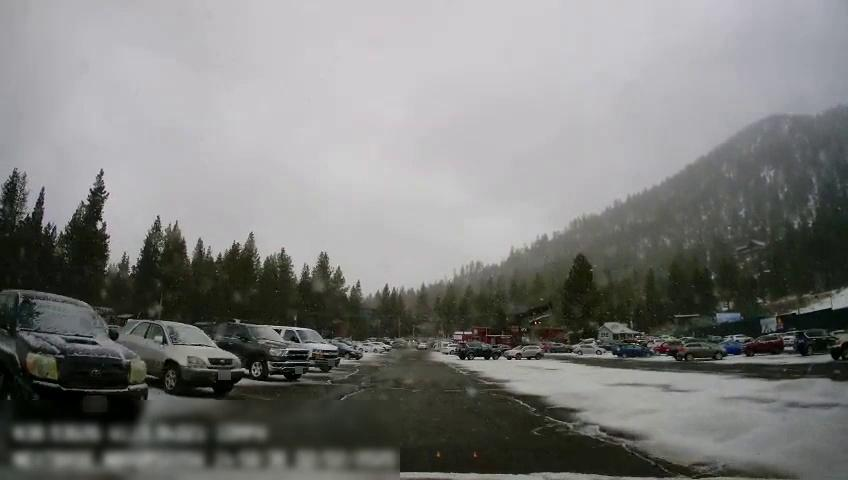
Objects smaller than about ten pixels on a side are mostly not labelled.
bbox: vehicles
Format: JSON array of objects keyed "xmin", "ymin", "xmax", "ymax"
[
  {"xmin": 677, "ymin": 341, "xmax": 729, "ymax": 361},
  {"xmin": 332, "ymin": 340, "xmax": 364, "ymax": 361},
  {"xmin": 545, "ymin": 342, "xmax": 571, "ymax": 354},
  {"xmin": 743, "ymin": 334, "xmax": 785, "ymax": 357},
  {"xmin": 356, "ymin": 342, "xmax": 385, "ymax": 353},
  {"xmin": 0, "ymin": 287, "xmax": 149, "ymax": 451},
  {"xmin": 370, "ymin": 341, "xmax": 393, "ymax": 353},
  {"xmin": 665, "ymin": 341, "xmax": 680, "ymax": 359},
  {"xmin": 271, "ymin": 326, "xmax": 340, "ymax": 373},
  {"xmin": 793, "ymin": 329, "xmax": 833, "ymax": 356},
  {"xmin": 209, "ymin": 322, "xmax": 310, "ymax": 382},
  {"xmin": 117, "ymin": 318, "xmax": 242, "ymax": 396},
  {"xmin": 456, "ymin": 341, "xmax": 502, "ymax": 360},
  {"xmin": 573, "ymin": 343, "xmax": 606, "ymax": 356},
  {"xmin": 503, "ymin": 345, "xmax": 544, "ymax": 361},
  {"xmin": 612, "ymin": 342, "xmax": 645, "ymax": 357}
]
